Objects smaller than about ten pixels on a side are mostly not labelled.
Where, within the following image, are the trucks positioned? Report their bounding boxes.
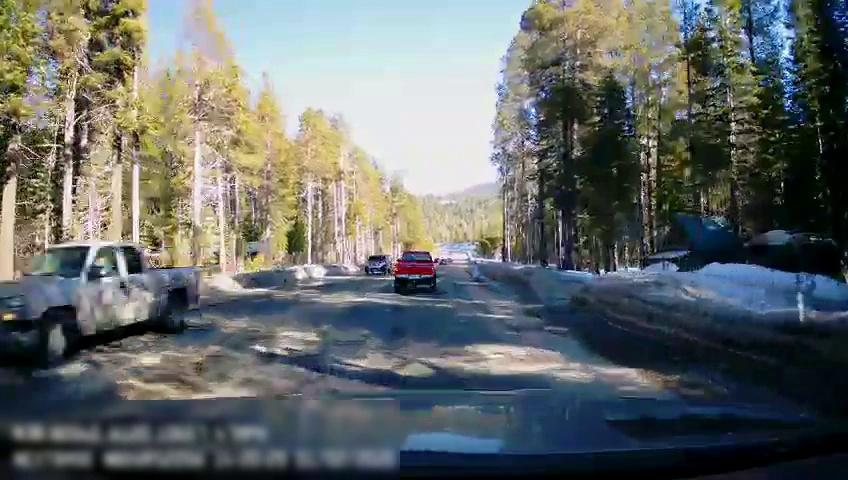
[393,249,440,294]
[0,238,202,367]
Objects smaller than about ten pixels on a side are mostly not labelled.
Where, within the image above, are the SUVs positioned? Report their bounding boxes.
[363,254,393,275]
